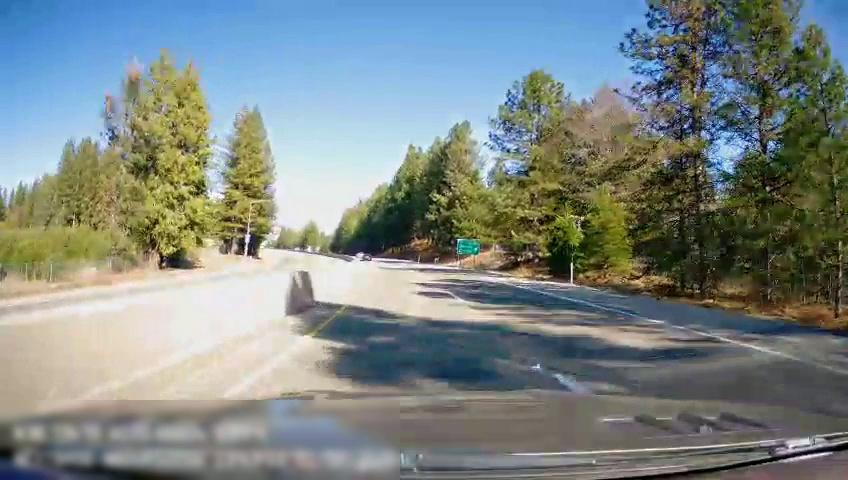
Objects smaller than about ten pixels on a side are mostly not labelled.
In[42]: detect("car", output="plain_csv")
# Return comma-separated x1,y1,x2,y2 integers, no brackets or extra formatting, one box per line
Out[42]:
359,253,372,264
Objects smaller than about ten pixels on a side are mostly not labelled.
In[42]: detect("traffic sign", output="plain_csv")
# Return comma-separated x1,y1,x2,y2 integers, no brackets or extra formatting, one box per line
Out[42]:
457,238,481,256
